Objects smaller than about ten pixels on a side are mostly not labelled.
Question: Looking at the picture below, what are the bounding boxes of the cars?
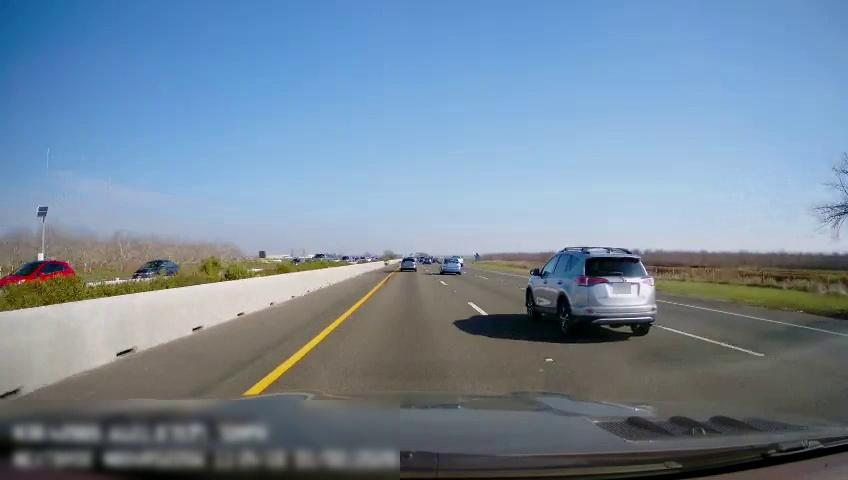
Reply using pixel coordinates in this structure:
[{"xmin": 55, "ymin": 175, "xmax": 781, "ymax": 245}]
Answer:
[
  {"xmin": 132, "ymin": 259, "xmax": 179, "ymax": 279},
  {"xmin": 0, "ymin": 260, "xmax": 76, "ymax": 288},
  {"xmin": 400, "ymin": 257, "xmax": 418, "ymax": 272}
]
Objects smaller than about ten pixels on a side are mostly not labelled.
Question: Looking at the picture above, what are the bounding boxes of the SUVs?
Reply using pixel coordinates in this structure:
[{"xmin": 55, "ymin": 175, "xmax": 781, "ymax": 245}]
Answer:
[
  {"xmin": 524, "ymin": 245, "xmax": 657, "ymax": 337},
  {"xmin": 440, "ymin": 256, "xmax": 463, "ymax": 275}
]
